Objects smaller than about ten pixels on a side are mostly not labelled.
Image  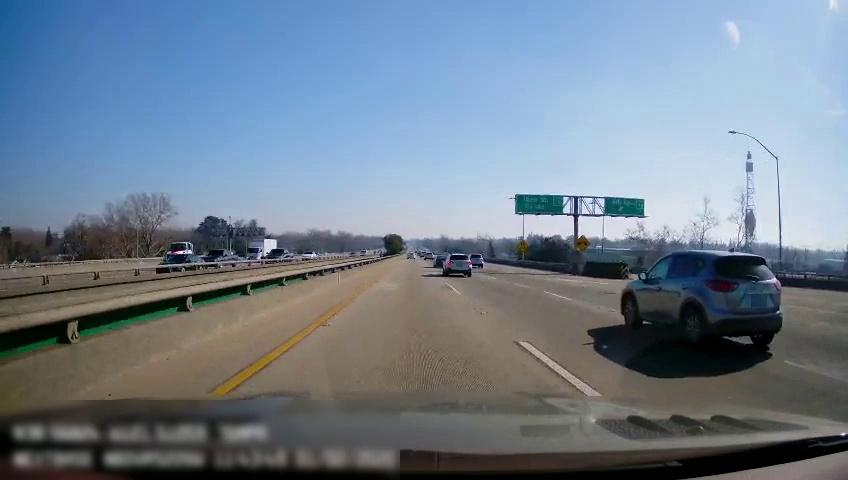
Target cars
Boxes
[433,256,447,269]
[155,253,204,275]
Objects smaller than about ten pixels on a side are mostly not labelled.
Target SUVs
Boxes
[300,250,321,262]
[442,253,472,278]
[619,249,785,346]
[265,247,293,264]
[468,253,485,269]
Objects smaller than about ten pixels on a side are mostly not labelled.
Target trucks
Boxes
[164,241,196,262]
[245,238,278,264]
[200,249,239,270]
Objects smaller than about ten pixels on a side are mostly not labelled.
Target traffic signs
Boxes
[574,234,591,254]
[237,227,266,239]
[517,239,528,256]
[604,196,645,218]
[207,228,228,240]
[514,193,564,216]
